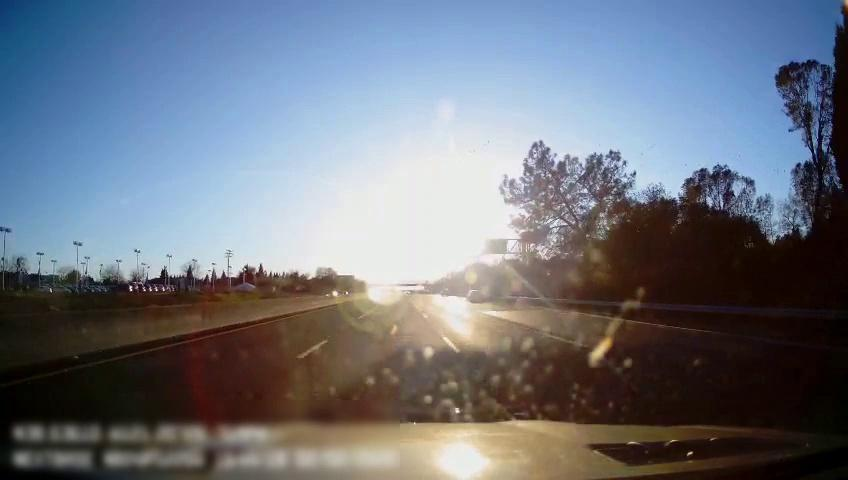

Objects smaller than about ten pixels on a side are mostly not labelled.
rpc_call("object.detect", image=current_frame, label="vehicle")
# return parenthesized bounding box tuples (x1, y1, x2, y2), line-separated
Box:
(467, 290, 481, 301)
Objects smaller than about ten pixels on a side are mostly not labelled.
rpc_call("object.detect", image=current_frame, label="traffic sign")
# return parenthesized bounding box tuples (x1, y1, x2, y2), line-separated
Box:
(467, 239, 507, 254)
